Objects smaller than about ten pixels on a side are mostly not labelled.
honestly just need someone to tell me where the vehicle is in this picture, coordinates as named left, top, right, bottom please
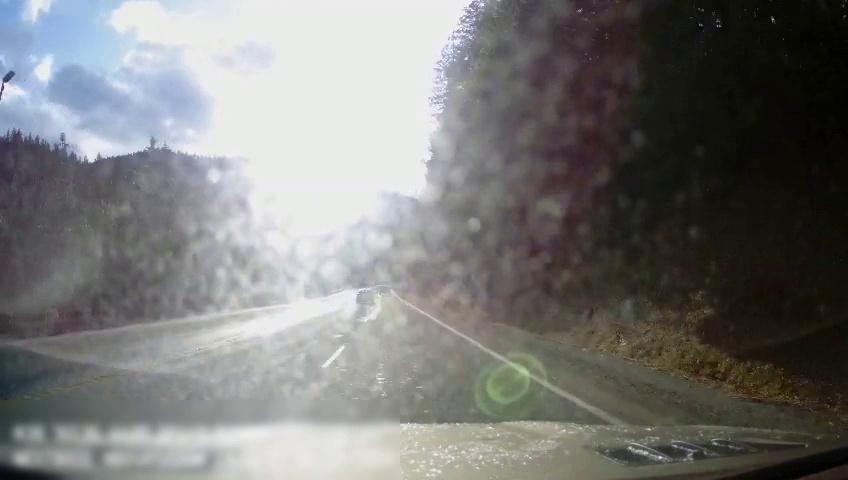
left=355, top=288, right=375, bottom=305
